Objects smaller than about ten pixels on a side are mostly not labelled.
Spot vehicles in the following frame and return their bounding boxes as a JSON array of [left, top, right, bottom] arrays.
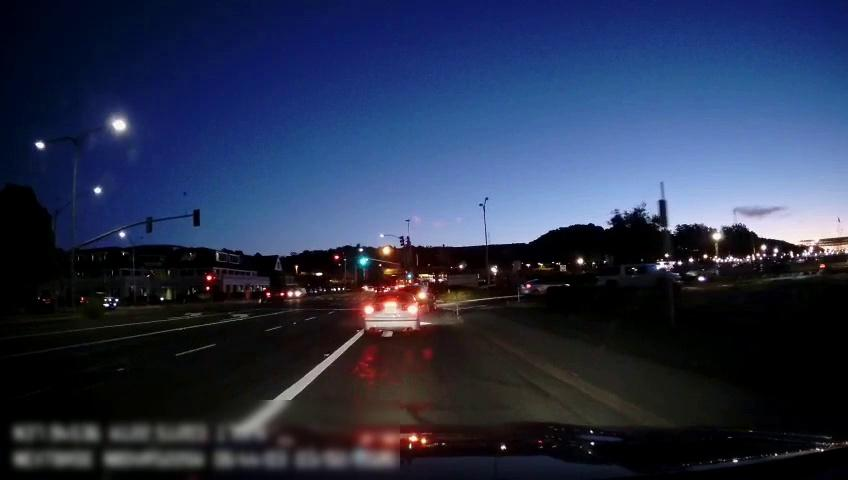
[[596, 262, 683, 293], [80, 291, 119, 311], [398, 285, 436, 316], [286, 287, 303, 299], [816, 255, 848, 275], [518, 277, 570, 297], [259, 286, 287, 306], [364, 290, 421, 336]]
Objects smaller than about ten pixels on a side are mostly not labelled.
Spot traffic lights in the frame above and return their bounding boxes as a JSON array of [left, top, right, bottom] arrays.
[[360, 255, 366, 268], [191, 209, 200, 226], [145, 217, 152, 233], [398, 235, 405, 248]]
